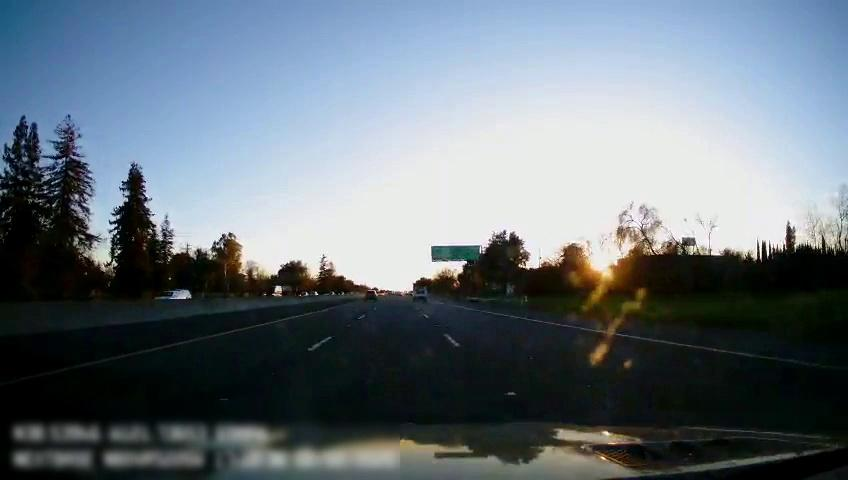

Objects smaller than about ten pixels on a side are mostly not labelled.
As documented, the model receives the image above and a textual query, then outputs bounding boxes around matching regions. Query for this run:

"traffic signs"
[431,245,481,262]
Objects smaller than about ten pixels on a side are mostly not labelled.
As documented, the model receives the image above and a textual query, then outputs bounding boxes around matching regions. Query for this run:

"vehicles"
[264,286,283,297]
[363,290,378,302]
[411,288,429,303]
[152,290,188,301]
[175,288,192,300]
